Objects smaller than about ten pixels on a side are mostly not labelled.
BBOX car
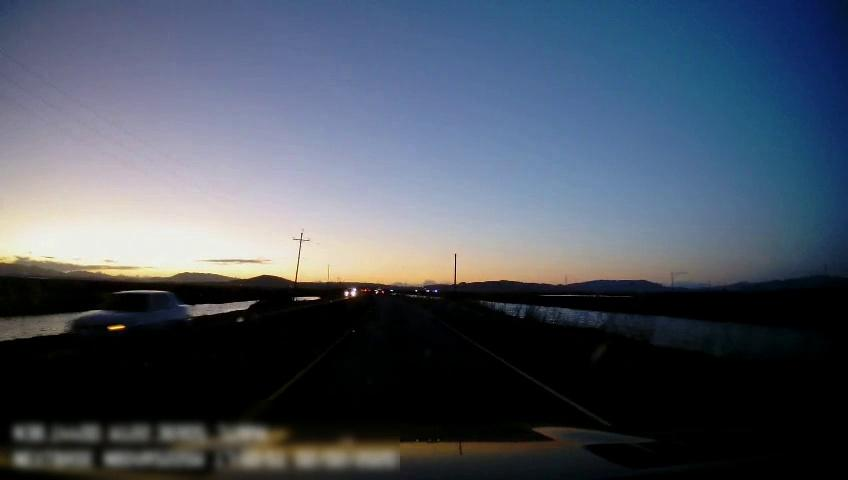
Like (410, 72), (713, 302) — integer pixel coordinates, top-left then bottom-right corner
(70, 291), (191, 352)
